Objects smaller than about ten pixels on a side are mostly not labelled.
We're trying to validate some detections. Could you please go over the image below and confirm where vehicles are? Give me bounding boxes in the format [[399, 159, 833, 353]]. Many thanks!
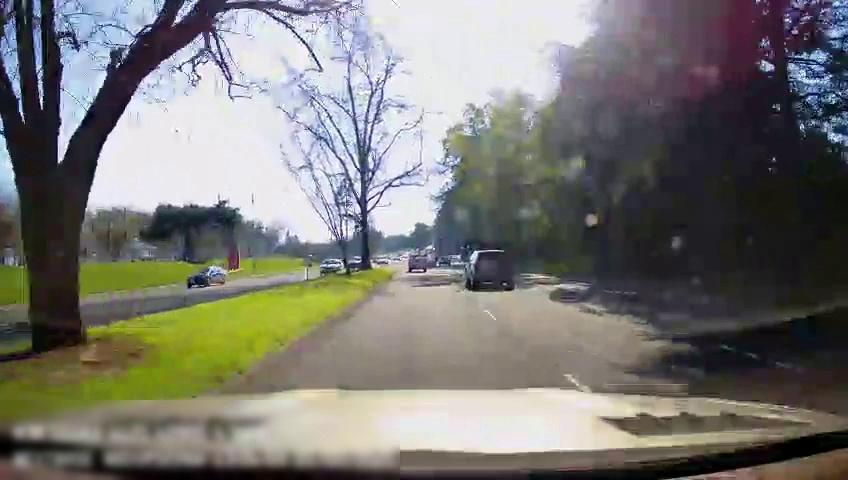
[[318, 258, 345, 275], [437, 254, 451, 267], [463, 248, 515, 291], [376, 256, 389, 265], [187, 265, 229, 289], [348, 255, 362, 268], [407, 253, 428, 273]]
